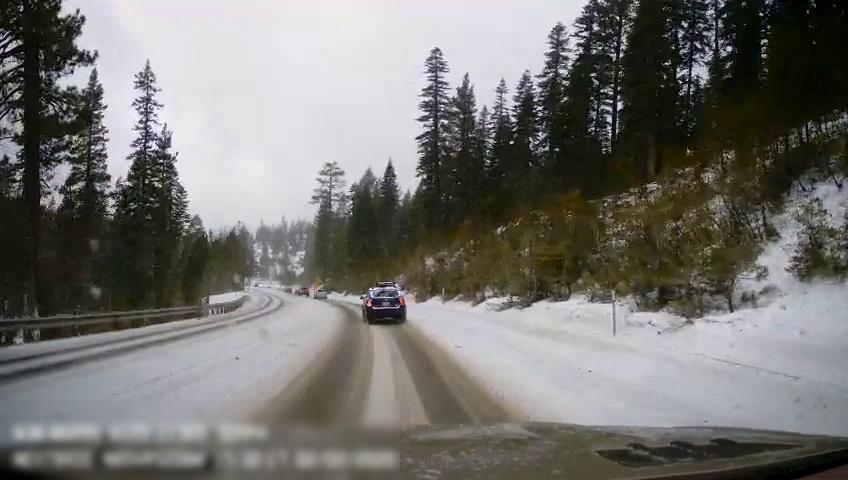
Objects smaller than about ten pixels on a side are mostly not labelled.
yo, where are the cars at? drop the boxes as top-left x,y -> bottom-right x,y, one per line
313,288 -> 328,300
359,281 -> 408,324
